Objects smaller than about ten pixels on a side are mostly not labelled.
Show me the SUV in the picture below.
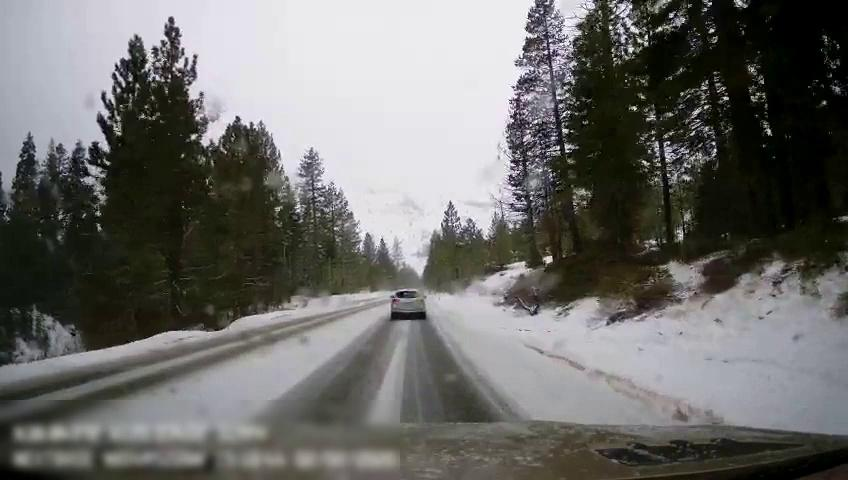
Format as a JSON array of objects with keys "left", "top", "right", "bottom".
[{"left": 390, "top": 288, "right": 427, "bottom": 319}]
